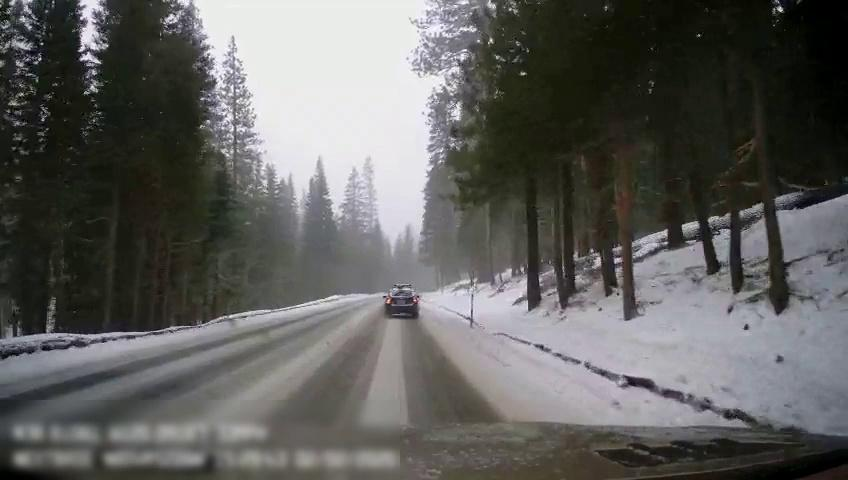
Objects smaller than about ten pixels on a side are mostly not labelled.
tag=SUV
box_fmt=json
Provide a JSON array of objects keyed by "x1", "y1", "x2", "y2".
[{"x1": 382, "y1": 283, "x2": 420, "y2": 319}]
